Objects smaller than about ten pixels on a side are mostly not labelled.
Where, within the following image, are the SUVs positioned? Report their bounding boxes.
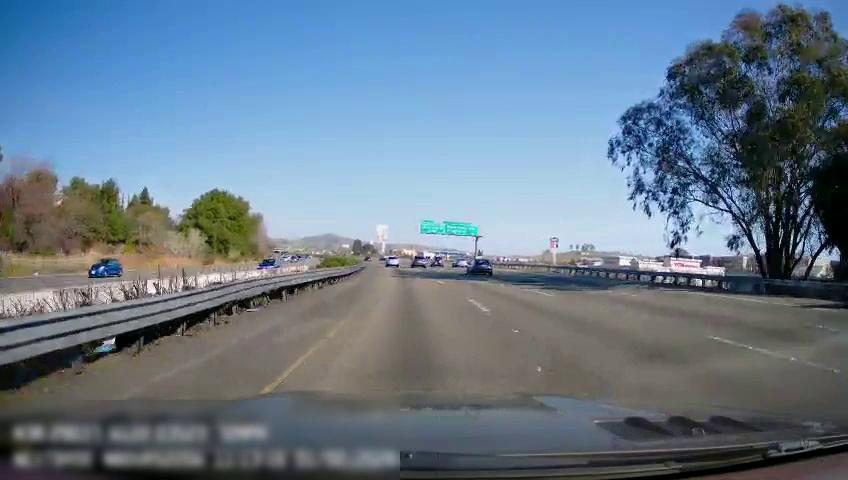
[410,255,426,268]
[429,255,443,267]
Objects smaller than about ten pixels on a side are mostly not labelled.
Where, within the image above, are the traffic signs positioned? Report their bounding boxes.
[440,221,476,236]
[419,220,440,234]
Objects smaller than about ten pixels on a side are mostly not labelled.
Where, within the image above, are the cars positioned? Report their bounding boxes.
[385,254,400,267]
[467,257,494,275]
[452,256,468,268]
[88,258,123,278]
[257,258,280,269]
